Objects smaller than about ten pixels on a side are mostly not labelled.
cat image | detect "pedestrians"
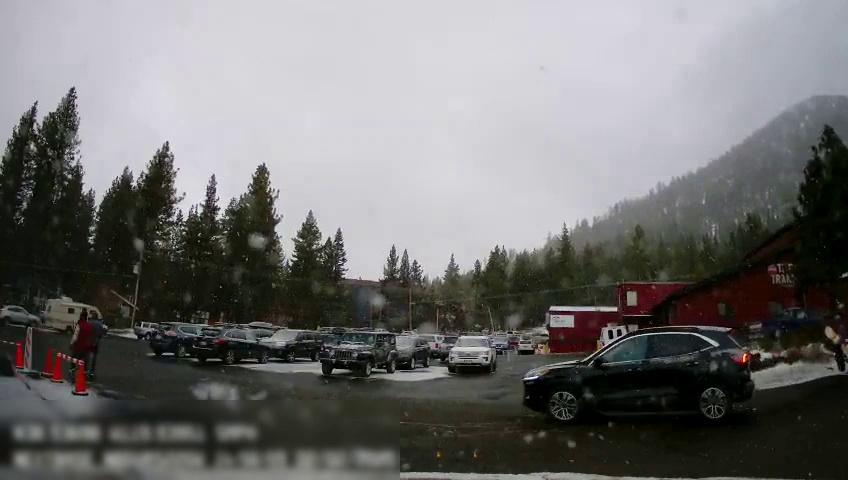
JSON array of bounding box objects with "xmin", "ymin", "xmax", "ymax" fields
[{"xmin": 69, "ymin": 311, "xmax": 96, "ymax": 361}]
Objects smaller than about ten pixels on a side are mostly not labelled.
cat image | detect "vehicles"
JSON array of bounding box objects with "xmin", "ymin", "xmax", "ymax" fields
[
  {"xmin": 423, "ymin": 336, "xmax": 445, "ymax": 358},
  {"xmin": 150, "ymin": 322, "xmax": 200, "ymax": 357},
  {"xmin": 190, "ymin": 327, "xmax": 274, "ymax": 366},
  {"xmin": 448, "ymin": 335, "xmax": 497, "ymax": 376},
  {"xmin": 42, "ymin": 299, "xmax": 109, "ymax": 336},
  {"xmin": 439, "ymin": 337, "xmax": 458, "ymax": 362},
  {"xmin": 319, "ymin": 331, "xmax": 396, "ymax": 379},
  {"xmin": 595, "ymin": 326, "xmax": 626, "ymax": 351},
  {"xmin": 268, "ymin": 332, "xmax": 321, "ymax": 363},
  {"xmin": 520, "ymin": 326, "xmax": 755, "ymax": 425},
  {"xmin": 394, "ymin": 335, "xmax": 432, "ymax": 370},
  {"xmin": 0, "ymin": 305, "xmax": 42, "ymax": 332},
  {"xmin": 133, "ymin": 320, "xmax": 158, "ymax": 341},
  {"xmin": 749, "ymin": 309, "xmax": 834, "ymax": 341}
]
